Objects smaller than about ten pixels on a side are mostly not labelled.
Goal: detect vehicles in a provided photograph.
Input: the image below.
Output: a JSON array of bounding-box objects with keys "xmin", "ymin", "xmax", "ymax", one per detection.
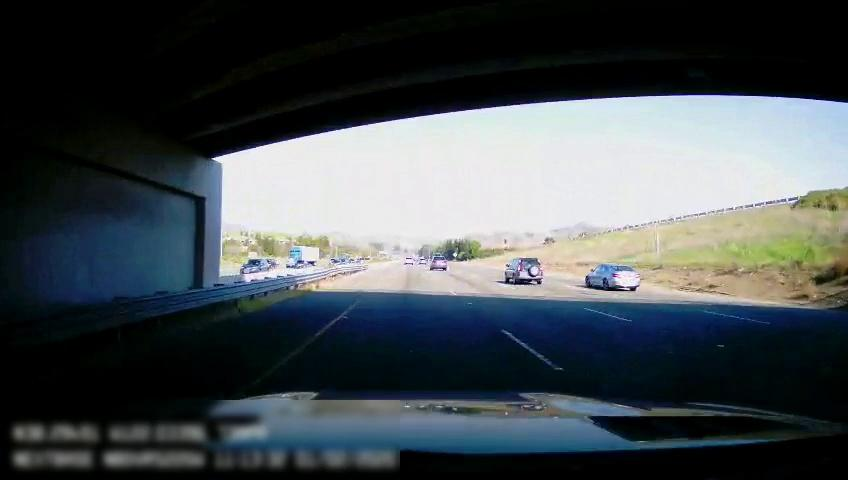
[
  {"xmin": 504, "ymin": 256, "xmax": 544, "ymax": 285},
  {"xmin": 285, "ymin": 257, "xmax": 299, "ymax": 269},
  {"xmin": 331, "ymin": 259, "xmax": 343, "ymax": 266},
  {"xmin": 239, "ymin": 258, "xmax": 275, "ymax": 275},
  {"xmin": 288, "ymin": 245, "xmax": 320, "ymax": 267},
  {"xmin": 430, "ymin": 256, "xmax": 447, "ymax": 271},
  {"xmin": 265, "ymin": 258, "xmax": 281, "ymax": 269},
  {"xmin": 294, "ymin": 261, "xmax": 314, "ymax": 270},
  {"xmin": 585, "ymin": 263, "xmax": 641, "ymax": 292},
  {"xmin": 431, "ymin": 252, "xmax": 441, "ymax": 259}
]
